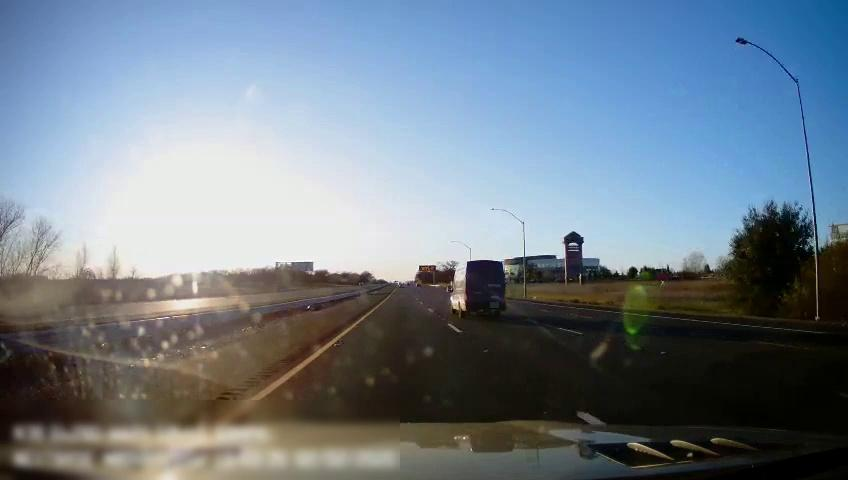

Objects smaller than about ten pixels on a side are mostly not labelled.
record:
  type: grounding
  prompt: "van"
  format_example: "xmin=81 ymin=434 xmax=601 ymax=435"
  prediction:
xmin=447 ymin=260 xmax=506 ymax=321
